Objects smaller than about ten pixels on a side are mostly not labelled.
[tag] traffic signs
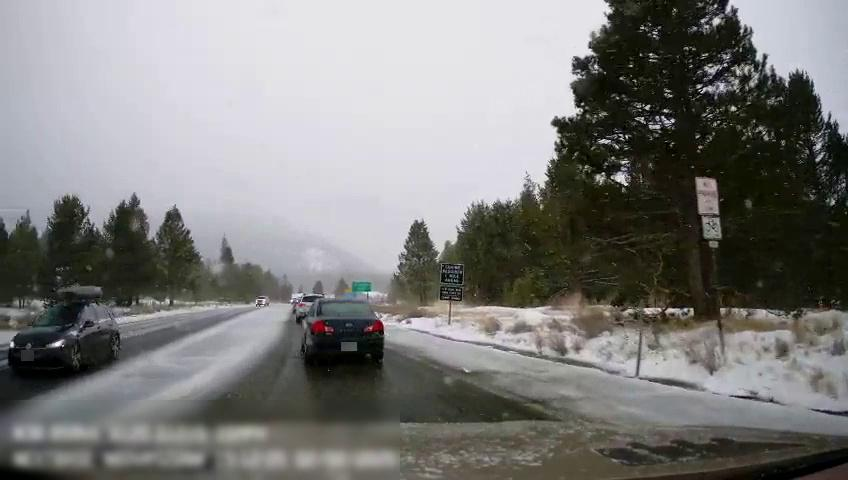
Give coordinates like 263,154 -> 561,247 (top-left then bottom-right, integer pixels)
703,217 -> 722,240
352,281 -> 372,292
344,289 -> 357,299
695,177 -> 720,215
439,286 -> 463,301
440,263 -> 464,285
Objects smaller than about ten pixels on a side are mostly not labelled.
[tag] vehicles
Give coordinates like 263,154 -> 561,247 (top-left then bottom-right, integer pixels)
255,296 -> 269,307
8,286 -> 121,377
296,294 -> 326,324
292,299 -> 301,313
299,299 -> 384,367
